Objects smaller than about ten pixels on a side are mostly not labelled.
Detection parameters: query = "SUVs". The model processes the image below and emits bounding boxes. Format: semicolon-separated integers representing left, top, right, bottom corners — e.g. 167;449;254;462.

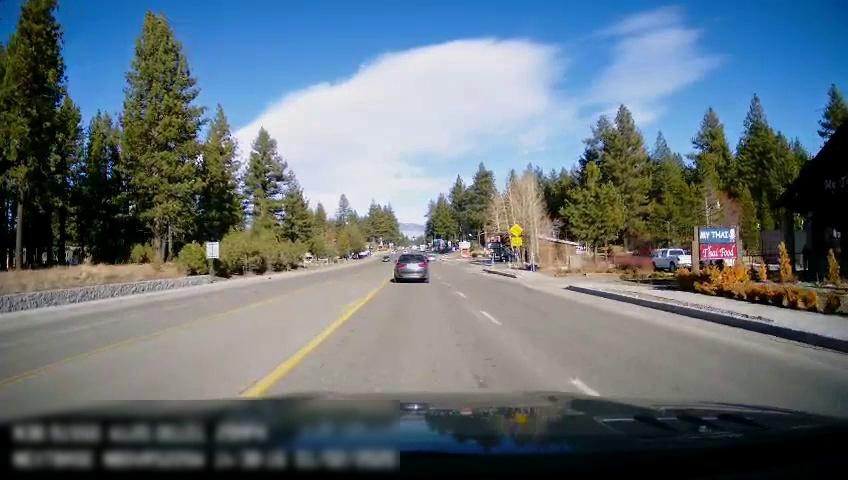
394;252;430;284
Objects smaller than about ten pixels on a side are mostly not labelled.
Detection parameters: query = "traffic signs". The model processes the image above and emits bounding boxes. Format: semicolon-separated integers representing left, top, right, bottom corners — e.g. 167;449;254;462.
510;223;523;235
512;237;524;246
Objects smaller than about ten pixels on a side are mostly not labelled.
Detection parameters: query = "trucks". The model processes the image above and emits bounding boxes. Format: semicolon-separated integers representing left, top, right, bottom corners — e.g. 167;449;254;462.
648;248;694;273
